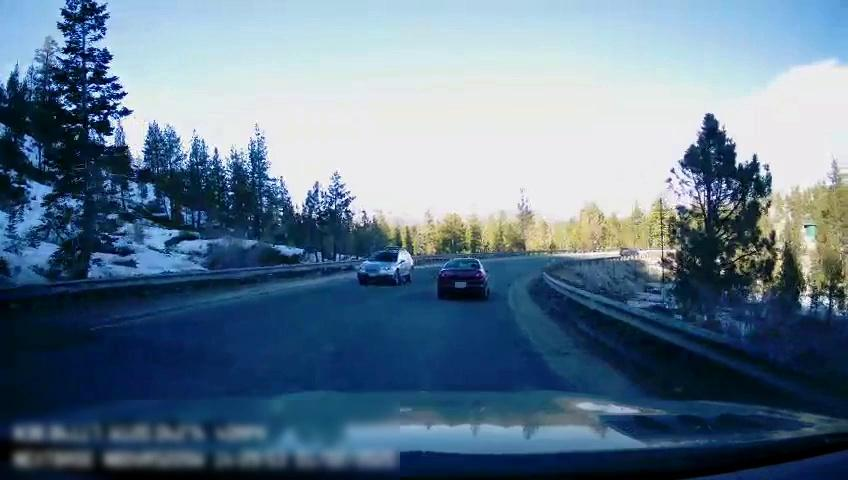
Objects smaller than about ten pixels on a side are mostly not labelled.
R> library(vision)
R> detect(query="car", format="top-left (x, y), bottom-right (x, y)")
top-left (437, 257), bottom-right (489, 298)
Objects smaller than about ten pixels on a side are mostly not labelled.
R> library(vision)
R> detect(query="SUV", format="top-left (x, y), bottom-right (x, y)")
top-left (357, 250), bottom-right (415, 286)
